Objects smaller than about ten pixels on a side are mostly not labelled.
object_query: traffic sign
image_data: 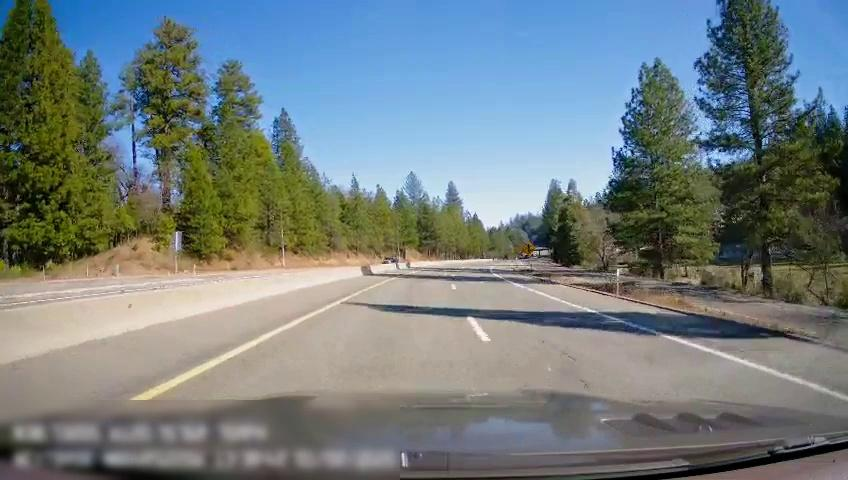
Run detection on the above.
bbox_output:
[521,241,537,258]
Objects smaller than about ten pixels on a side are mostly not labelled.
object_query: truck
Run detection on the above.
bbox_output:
[381,256,400,266]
